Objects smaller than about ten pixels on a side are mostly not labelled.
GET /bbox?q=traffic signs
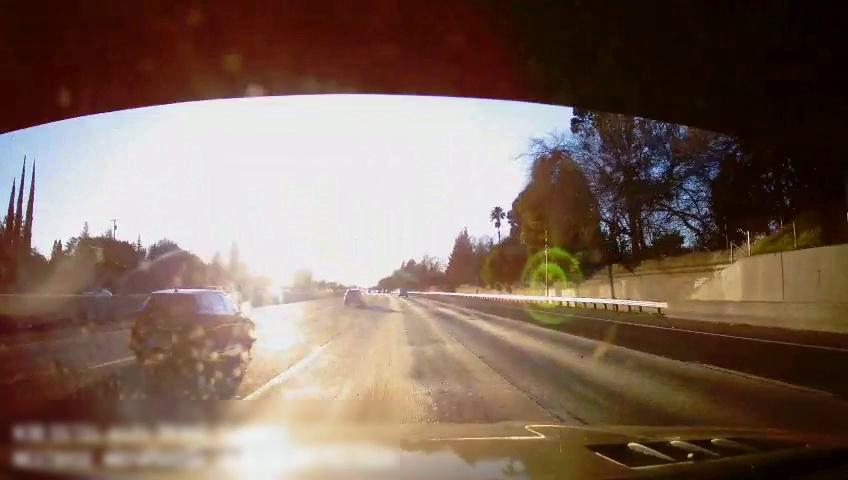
[396,271,418,284]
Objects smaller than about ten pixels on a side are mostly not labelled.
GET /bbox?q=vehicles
[128,289,257,371]
[343,288,366,307]
[81,288,112,297]
[397,287,409,298]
